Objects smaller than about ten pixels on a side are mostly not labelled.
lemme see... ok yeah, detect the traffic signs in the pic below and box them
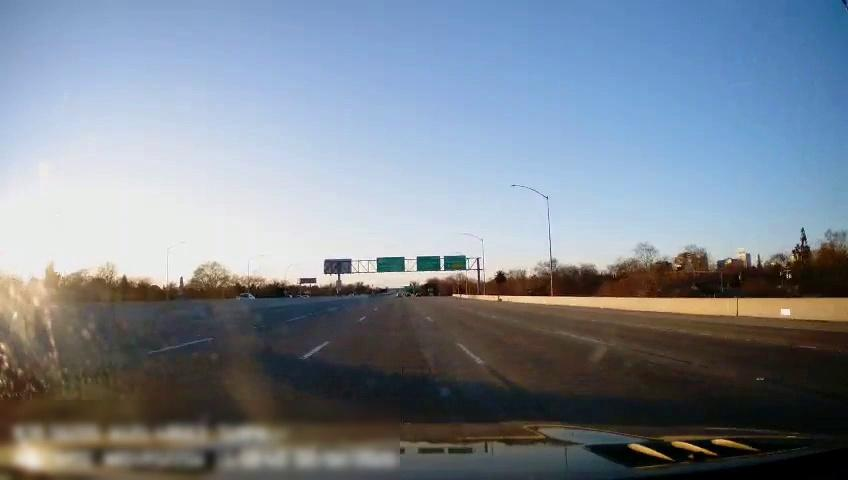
[443,255,467,272]
[376,257,406,273]
[416,255,441,273]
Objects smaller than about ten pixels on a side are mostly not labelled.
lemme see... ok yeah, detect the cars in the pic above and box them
[235,292,256,300]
